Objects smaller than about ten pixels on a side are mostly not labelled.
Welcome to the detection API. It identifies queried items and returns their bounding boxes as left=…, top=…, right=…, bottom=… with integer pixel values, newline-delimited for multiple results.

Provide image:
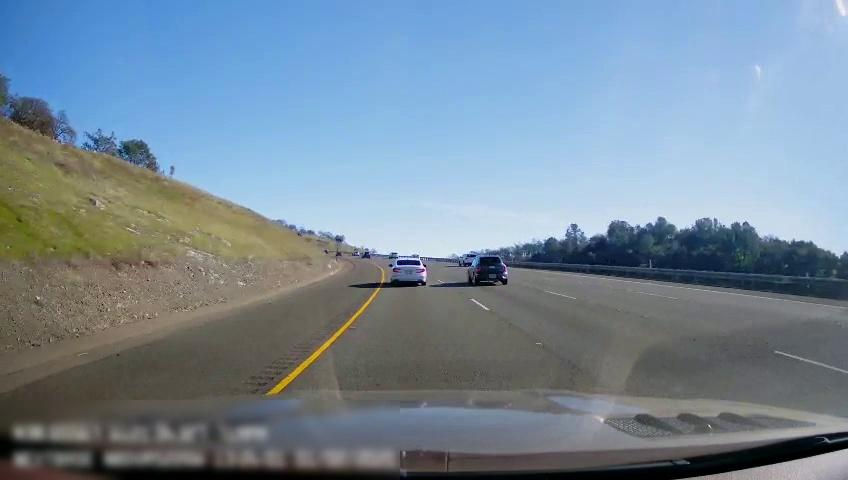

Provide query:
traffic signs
left=335, top=236, right=343, bottom=249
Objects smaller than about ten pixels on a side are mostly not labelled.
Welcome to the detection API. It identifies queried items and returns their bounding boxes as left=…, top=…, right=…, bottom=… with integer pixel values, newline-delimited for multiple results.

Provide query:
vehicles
left=388, top=252, right=400, bottom=260
left=361, top=251, right=371, bottom=259
left=464, top=256, right=508, bottom=286
left=408, top=254, right=421, bottom=262
left=389, top=258, right=428, bottom=287
left=458, top=253, right=478, bottom=268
